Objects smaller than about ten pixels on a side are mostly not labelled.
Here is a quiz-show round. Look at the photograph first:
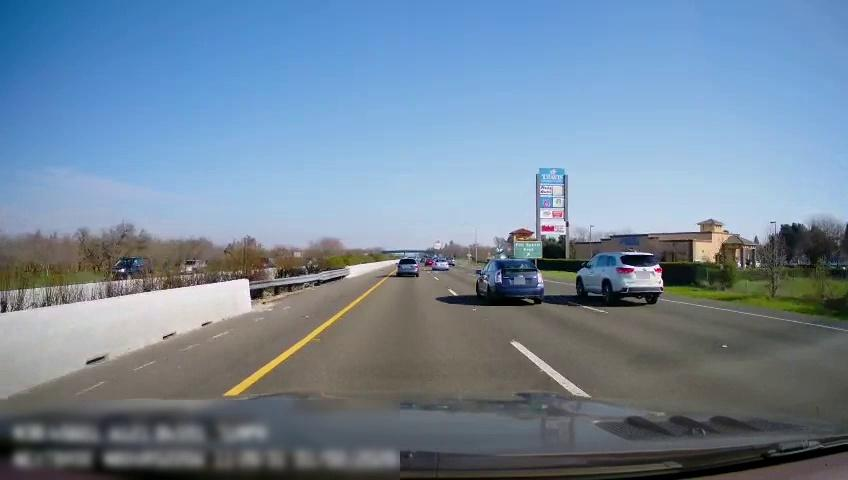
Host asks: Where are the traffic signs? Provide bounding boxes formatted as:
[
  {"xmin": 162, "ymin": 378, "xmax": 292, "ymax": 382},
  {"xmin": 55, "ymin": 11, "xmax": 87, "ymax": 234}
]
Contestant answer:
[{"xmin": 514, "ymin": 241, "xmax": 544, "ymax": 260}]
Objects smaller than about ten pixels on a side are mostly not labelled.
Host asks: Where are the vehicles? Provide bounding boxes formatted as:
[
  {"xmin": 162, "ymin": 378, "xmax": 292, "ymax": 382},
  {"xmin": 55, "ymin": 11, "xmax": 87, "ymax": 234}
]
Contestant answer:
[
  {"xmin": 396, "ymin": 257, "xmax": 419, "ymax": 276},
  {"xmin": 430, "ymin": 257, "xmax": 449, "ymax": 271},
  {"xmin": 575, "ymin": 251, "xmax": 664, "ymax": 305},
  {"xmin": 177, "ymin": 260, "xmax": 208, "ymax": 276},
  {"xmin": 422, "ymin": 257, "xmax": 432, "ymax": 265},
  {"xmin": 475, "ymin": 259, "xmax": 545, "ymax": 307},
  {"xmin": 104, "ymin": 256, "xmax": 152, "ymax": 283},
  {"xmin": 444, "ymin": 255, "xmax": 456, "ymax": 267}
]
